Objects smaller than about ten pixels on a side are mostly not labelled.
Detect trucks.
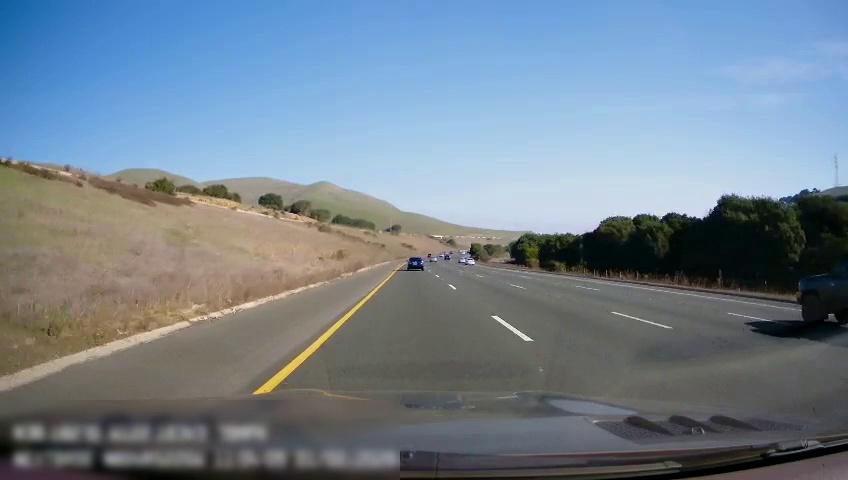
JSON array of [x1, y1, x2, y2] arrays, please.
[[797, 257, 848, 326]]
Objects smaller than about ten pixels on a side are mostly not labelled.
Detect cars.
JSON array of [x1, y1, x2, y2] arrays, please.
[[407, 257, 425, 271], [464, 257, 476, 266]]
